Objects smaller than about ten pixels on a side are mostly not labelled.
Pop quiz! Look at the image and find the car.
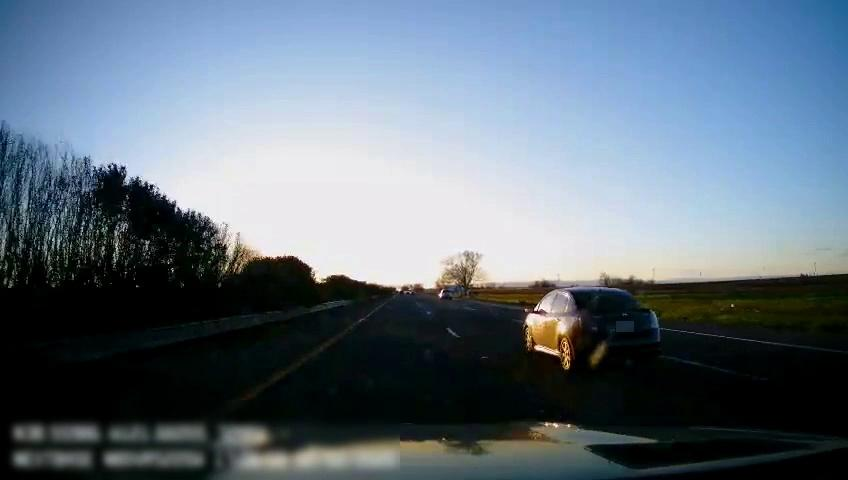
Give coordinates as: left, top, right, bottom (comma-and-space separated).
521, 287, 661, 379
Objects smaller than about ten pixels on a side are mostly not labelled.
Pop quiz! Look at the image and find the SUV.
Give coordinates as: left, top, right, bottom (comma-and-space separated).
437, 289, 454, 301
